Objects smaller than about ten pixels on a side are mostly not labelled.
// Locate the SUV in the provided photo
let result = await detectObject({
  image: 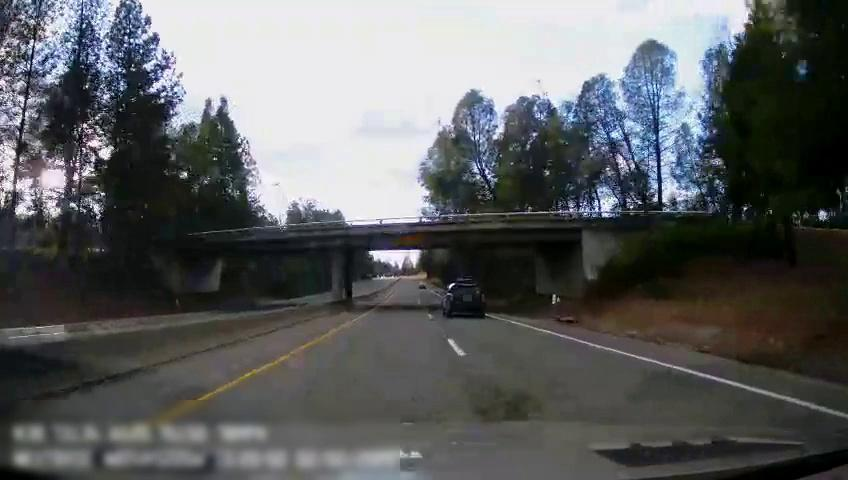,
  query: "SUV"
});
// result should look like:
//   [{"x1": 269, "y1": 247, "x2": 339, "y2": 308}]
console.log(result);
[{"x1": 441, "y1": 276, "x2": 486, "y2": 319}]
